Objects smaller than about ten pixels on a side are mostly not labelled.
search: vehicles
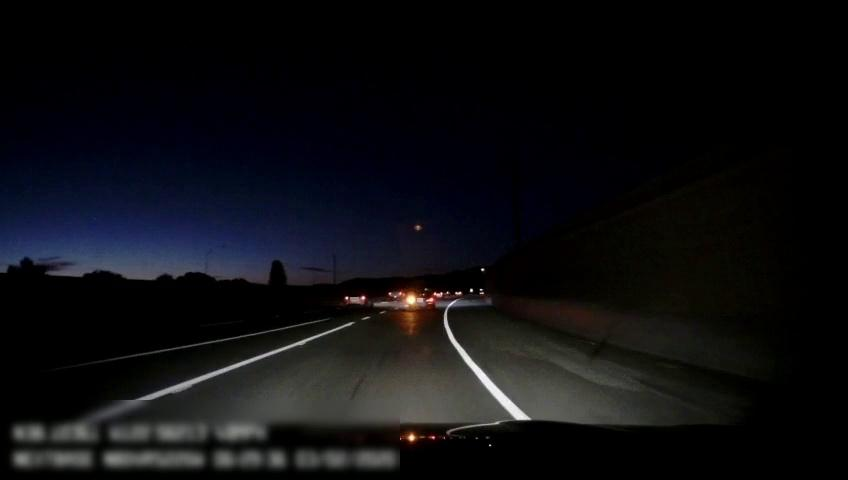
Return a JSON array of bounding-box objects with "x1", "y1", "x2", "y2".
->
[
  {"x1": 406, "y1": 290, "x2": 435, "y2": 312},
  {"x1": 345, "y1": 288, "x2": 376, "y2": 311},
  {"x1": 386, "y1": 287, "x2": 407, "y2": 300},
  {"x1": 433, "y1": 290, "x2": 446, "y2": 301}
]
